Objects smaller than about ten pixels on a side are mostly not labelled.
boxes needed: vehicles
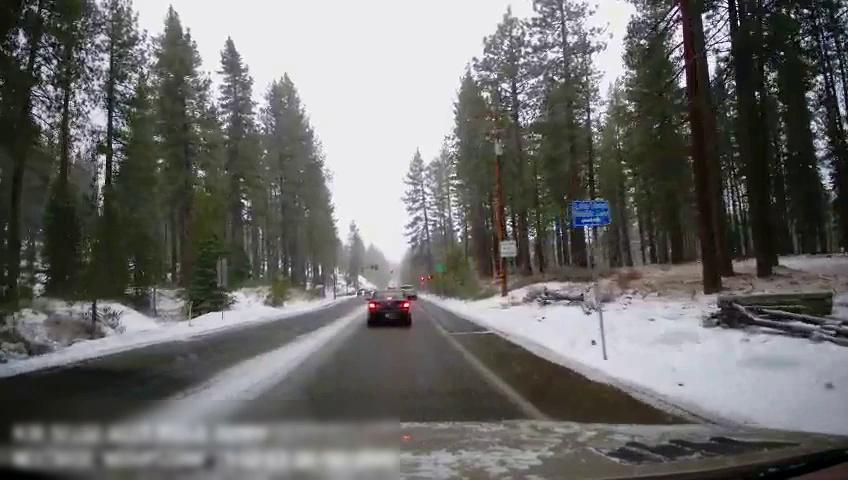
[367,285,413,329]
[399,285,418,300]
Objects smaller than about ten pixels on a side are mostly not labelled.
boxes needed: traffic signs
[500,239,517,257]
[572,200,610,226]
